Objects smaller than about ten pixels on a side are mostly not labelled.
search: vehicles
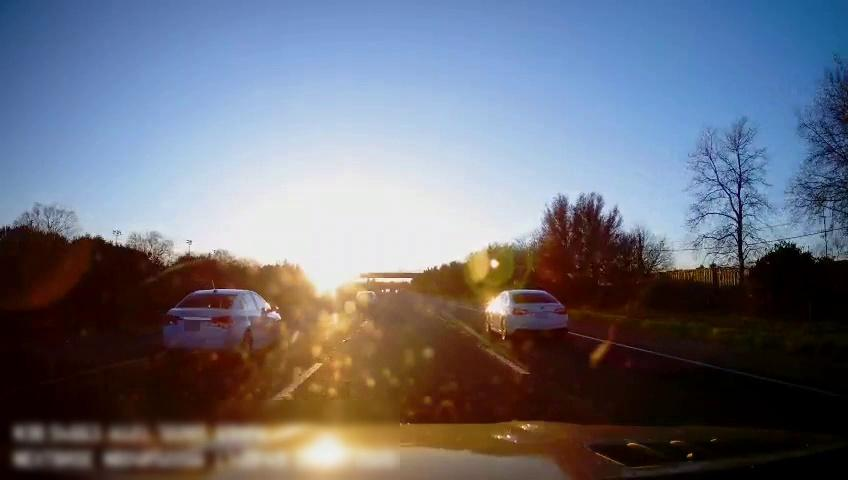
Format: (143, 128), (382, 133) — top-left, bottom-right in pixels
(485, 289), (568, 342)
(159, 289), (282, 366)
(353, 289), (374, 308)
